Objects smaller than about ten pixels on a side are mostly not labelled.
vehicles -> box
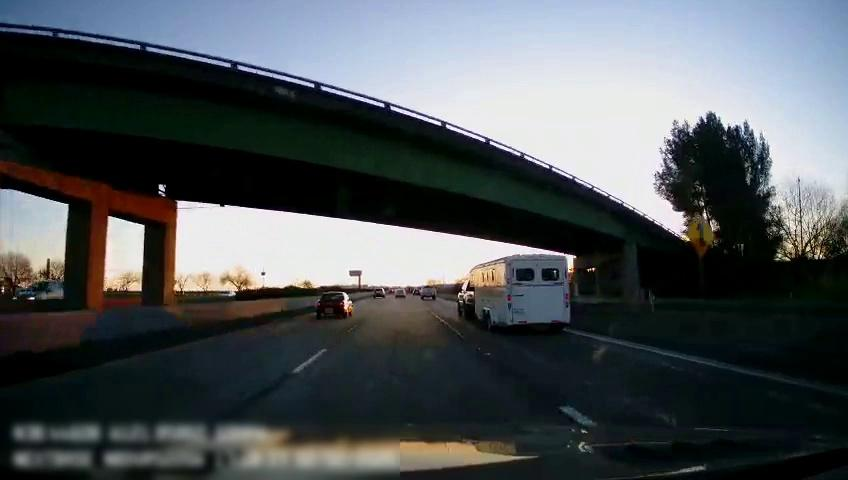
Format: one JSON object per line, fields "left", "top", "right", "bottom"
{"left": 468, "top": 253, "right": 570, "bottom": 333}
{"left": 11, "top": 280, "right": 65, "bottom": 301}
{"left": 373, "top": 287, "right": 386, "bottom": 299}
{"left": 456, "top": 279, "right": 476, "bottom": 321}
{"left": 419, "top": 285, "right": 437, "bottom": 300}
{"left": 218, "top": 290, "right": 237, "bottom": 298}
{"left": 394, "top": 288, "right": 406, "bottom": 299}
{"left": 315, "top": 291, "right": 353, "bottom": 320}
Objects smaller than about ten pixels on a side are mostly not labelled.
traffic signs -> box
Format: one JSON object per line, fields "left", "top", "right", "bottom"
{"left": 686, "top": 211, "right": 715, "bottom": 256}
